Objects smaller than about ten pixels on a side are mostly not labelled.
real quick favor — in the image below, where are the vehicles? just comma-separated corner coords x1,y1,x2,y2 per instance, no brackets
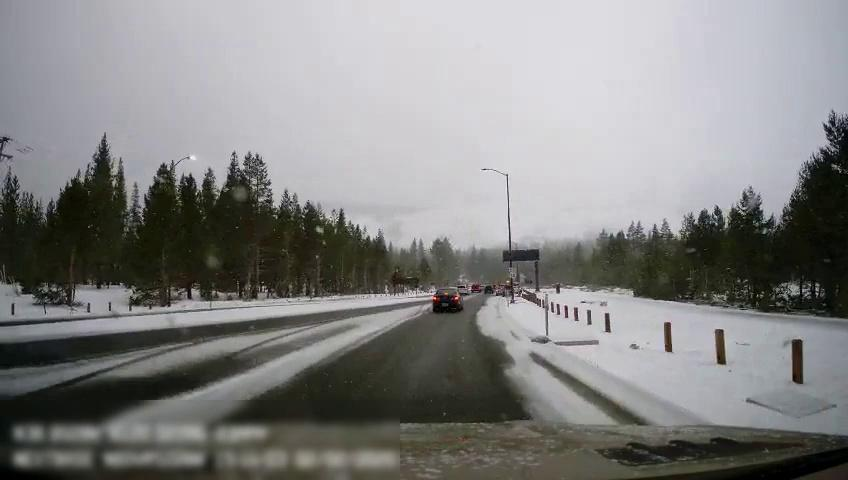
471,284,481,293
502,285,515,298
483,285,494,295
495,285,505,297
431,287,463,313
457,284,472,295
